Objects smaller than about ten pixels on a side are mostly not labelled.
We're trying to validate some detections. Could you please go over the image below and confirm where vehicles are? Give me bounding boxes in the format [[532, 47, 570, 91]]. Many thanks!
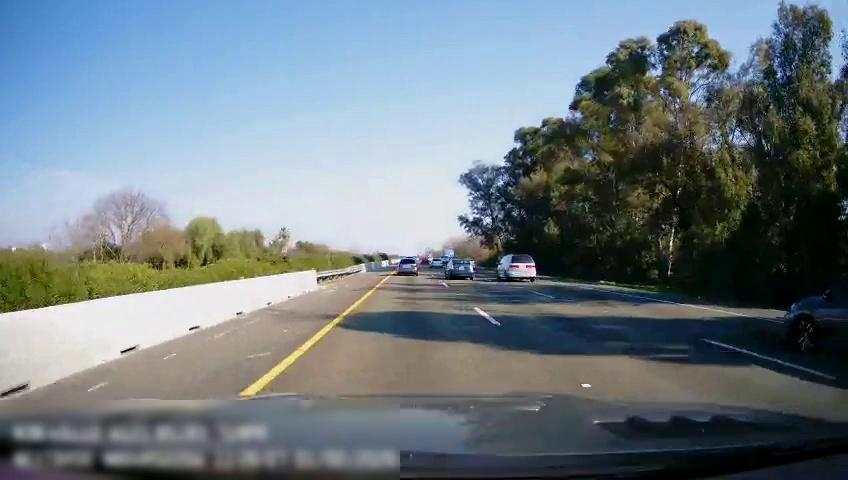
[[429, 257, 444, 269], [444, 258, 475, 280], [783, 283, 848, 362], [441, 255, 449, 263], [397, 257, 420, 276], [496, 253, 537, 283], [420, 257, 430, 265]]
